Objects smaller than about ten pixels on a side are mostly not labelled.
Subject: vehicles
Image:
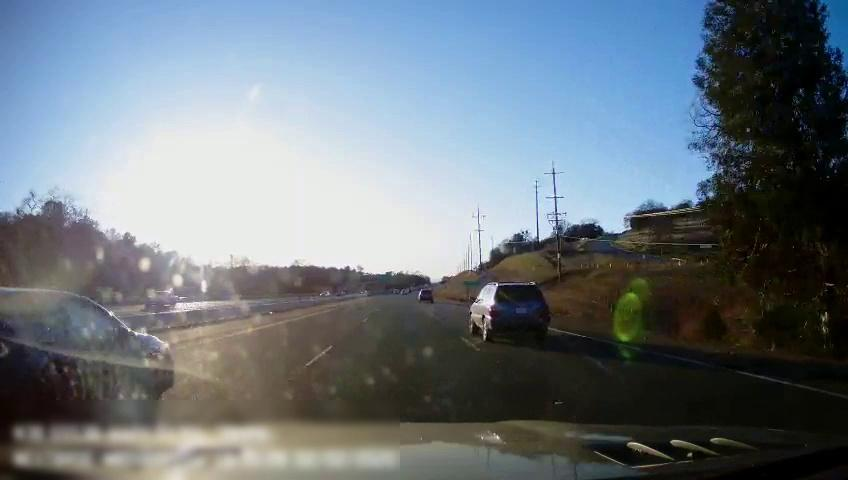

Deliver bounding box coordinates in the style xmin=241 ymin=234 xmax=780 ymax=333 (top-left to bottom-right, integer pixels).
xmin=418 ymin=288 xmax=434 ymax=303
xmin=144 ymin=290 xmax=178 ymax=310
xmin=0 ymin=286 xmax=175 ymax=432
xmin=469 ymin=283 xmax=549 ymax=342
